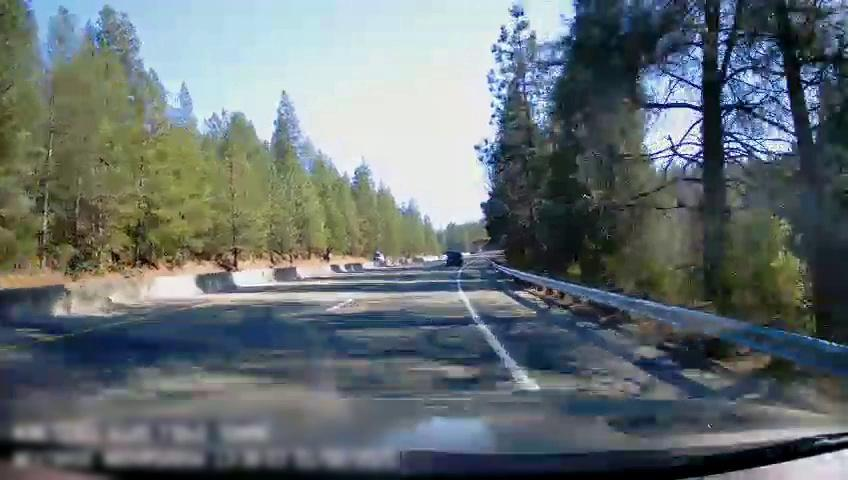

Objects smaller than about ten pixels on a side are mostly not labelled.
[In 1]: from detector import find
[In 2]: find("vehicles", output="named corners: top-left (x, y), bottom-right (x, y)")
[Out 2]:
top-left (372, 251), bottom-right (385, 263)
top-left (447, 253), bottom-right (462, 267)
